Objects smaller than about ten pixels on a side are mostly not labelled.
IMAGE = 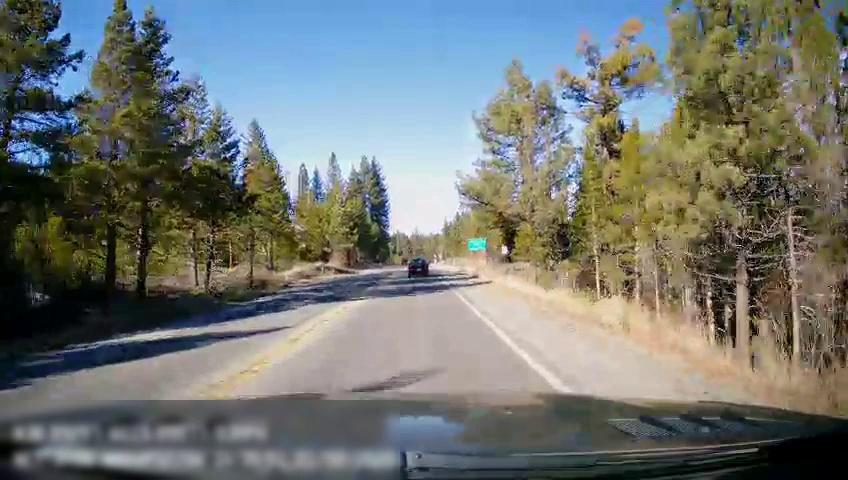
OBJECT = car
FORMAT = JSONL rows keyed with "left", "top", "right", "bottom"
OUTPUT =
{"left": 408, "top": 258, "right": 430, "bottom": 277}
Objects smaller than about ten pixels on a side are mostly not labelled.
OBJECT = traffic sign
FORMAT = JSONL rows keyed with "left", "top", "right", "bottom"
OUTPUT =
{"left": 467, "top": 238, "right": 487, "bottom": 251}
